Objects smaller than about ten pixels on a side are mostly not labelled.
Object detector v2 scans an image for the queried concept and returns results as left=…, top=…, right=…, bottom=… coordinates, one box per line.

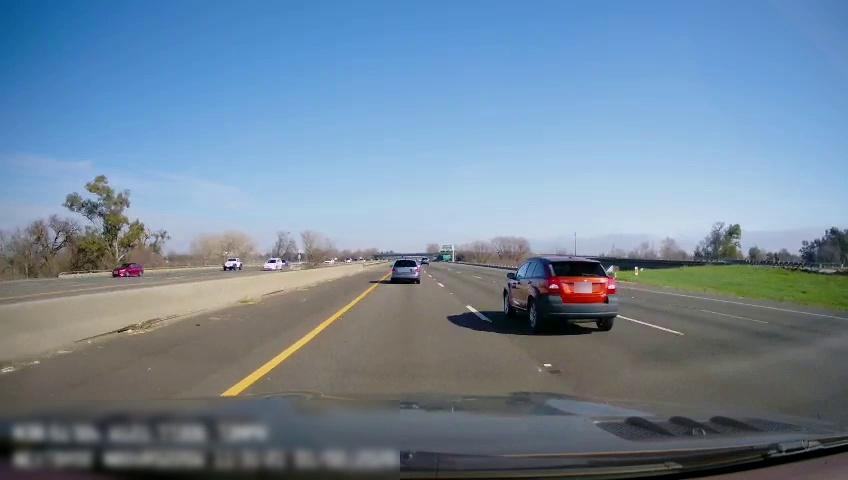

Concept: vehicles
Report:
left=223, top=258, right=243, bottom=271
left=264, top=257, right=283, bottom=271
left=112, top=263, right=144, bottom=278
left=390, top=258, right=421, bottom=285
left=502, top=255, right=619, bottom=334
left=420, top=257, right=429, bottom=266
